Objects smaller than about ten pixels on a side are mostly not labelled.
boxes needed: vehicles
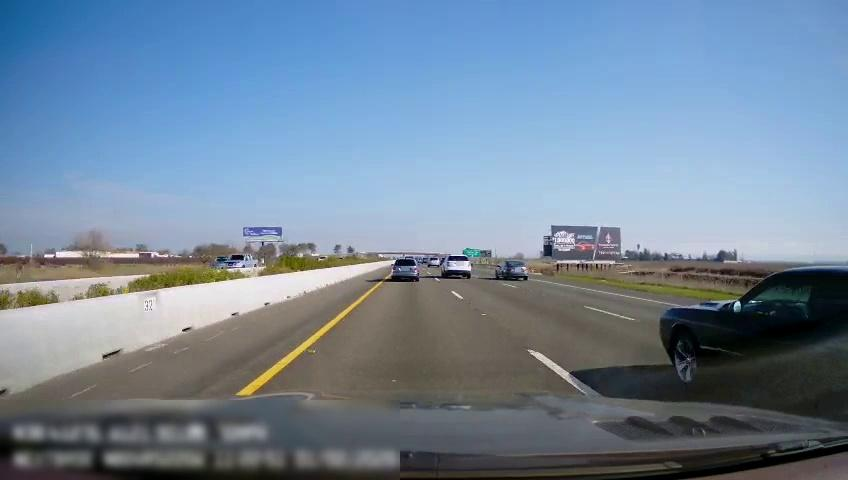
[440,254,472,279]
[391,258,420,282]
[427,256,441,268]
[210,256,229,269]
[494,259,529,282]
[659,267,848,423]
[223,254,258,269]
